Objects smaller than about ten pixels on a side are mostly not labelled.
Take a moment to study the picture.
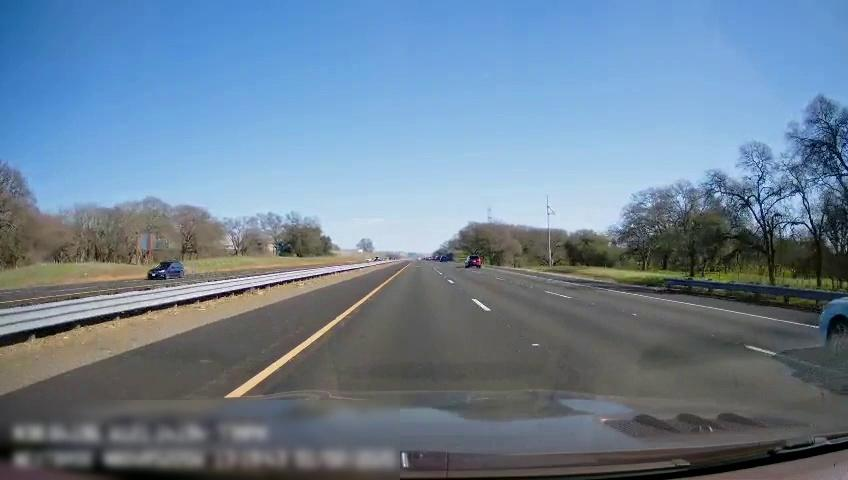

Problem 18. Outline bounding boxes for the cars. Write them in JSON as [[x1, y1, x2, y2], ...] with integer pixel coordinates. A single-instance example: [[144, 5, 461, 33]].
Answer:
[[464, 255, 481, 268], [817, 295, 848, 355], [147, 261, 184, 280]]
